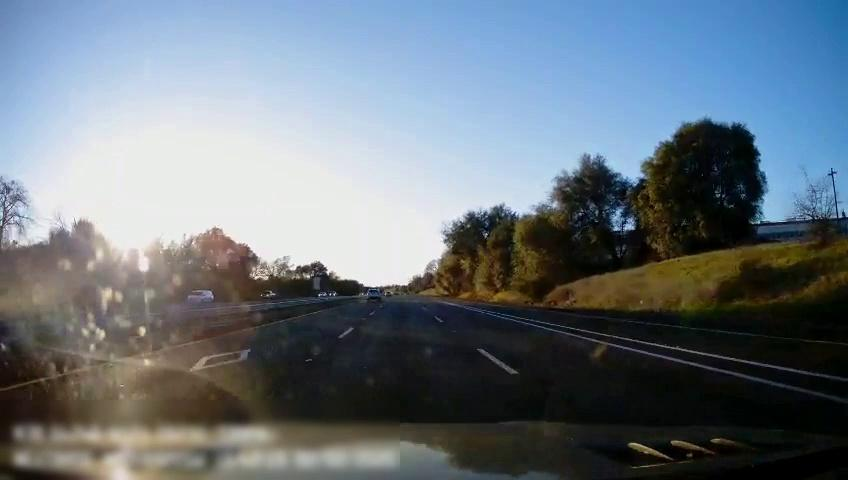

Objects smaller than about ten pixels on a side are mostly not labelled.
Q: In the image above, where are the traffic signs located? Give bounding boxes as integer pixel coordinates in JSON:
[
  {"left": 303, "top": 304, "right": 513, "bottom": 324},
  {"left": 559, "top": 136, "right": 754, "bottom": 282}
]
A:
[{"left": 313, "top": 271, "right": 321, "bottom": 291}]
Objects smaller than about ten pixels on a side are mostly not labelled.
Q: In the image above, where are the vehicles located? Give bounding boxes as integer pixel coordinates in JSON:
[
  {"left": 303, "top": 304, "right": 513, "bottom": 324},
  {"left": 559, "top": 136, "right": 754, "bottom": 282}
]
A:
[
  {"left": 327, "top": 290, "right": 338, "bottom": 297},
  {"left": 365, "top": 288, "right": 383, "bottom": 302},
  {"left": 184, "top": 289, "right": 214, "bottom": 309},
  {"left": 317, "top": 291, "right": 329, "bottom": 298},
  {"left": 260, "top": 290, "right": 277, "bottom": 301}
]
